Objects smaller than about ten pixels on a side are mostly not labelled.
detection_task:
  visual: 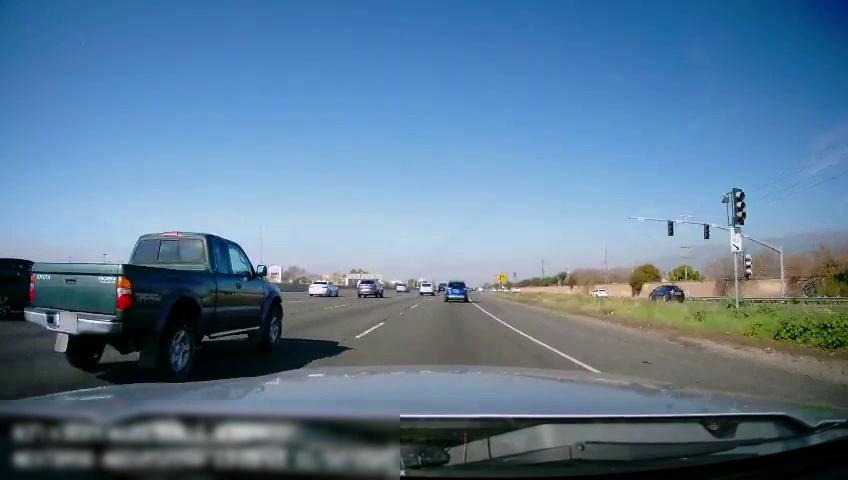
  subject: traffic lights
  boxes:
[667,221,674,236]
[703,224,710,240]
[732,187,747,225]
[743,253,753,275]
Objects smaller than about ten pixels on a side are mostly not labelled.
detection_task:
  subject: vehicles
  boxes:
[419,282,436,297]
[647,284,686,305]
[0,257,43,319]
[444,281,469,303]
[308,279,339,298]
[395,283,409,294]
[437,283,449,294]
[23,230,285,380]
[356,279,384,299]
[590,288,609,298]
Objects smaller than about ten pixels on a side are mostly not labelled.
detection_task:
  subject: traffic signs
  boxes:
[730,227,743,252]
